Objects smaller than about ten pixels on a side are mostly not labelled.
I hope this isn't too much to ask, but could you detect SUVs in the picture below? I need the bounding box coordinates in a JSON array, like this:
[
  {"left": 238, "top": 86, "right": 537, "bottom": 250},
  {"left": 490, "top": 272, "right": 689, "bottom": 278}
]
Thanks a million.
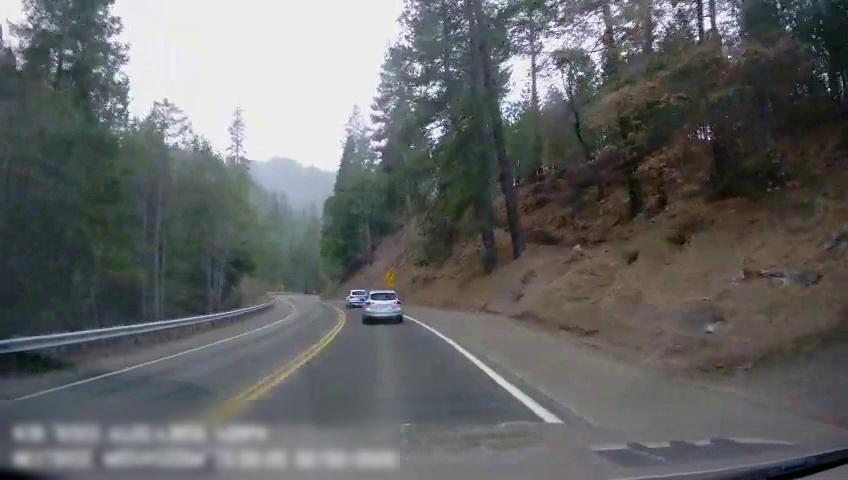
[
  {"left": 361, "top": 290, "right": 402, "bottom": 323},
  {"left": 345, "top": 290, "right": 369, "bottom": 308}
]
